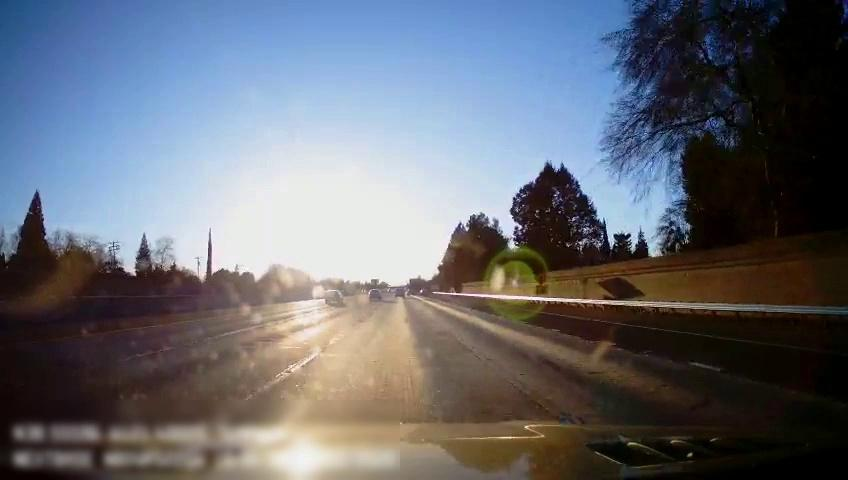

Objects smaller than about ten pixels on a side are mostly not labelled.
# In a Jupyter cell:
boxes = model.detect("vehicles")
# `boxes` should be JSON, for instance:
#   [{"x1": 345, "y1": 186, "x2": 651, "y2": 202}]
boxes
[
  {"x1": 367, "y1": 288, "x2": 383, "y2": 301},
  {"x1": 323, "y1": 289, "x2": 344, "y2": 304},
  {"x1": 394, "y1": 287, "x2": 406, "y2": 298}
]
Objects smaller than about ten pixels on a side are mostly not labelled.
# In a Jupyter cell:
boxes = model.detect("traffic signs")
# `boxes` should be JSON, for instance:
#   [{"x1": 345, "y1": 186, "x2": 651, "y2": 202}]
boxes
[
  {"x1": 408, "y1": 278, "x2": 423, "y2": 286},
  {"x1": 535, "y1": 271, "x2": 548, "y2": 285},
  {"x1": 535, "y1": 286, "x2": 548, "y2": 295}
]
